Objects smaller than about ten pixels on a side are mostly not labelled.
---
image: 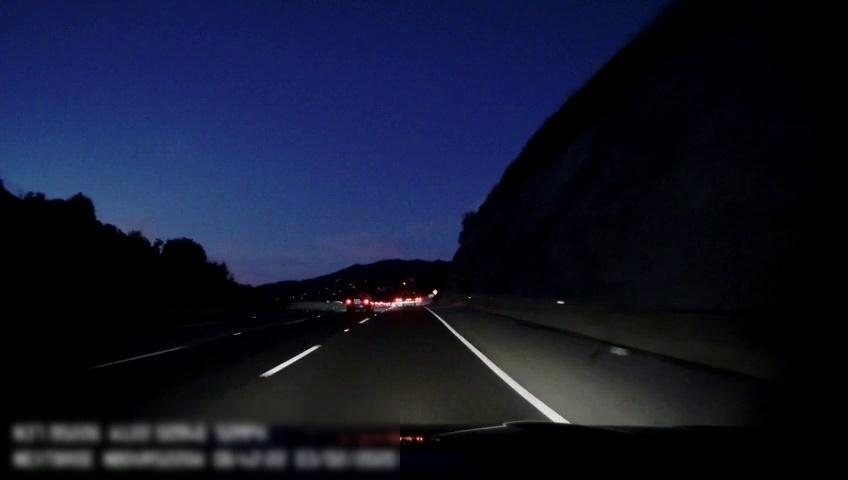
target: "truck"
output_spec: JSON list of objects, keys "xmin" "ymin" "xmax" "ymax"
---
[{"xmin": 394, "ymin": 276, "xmax": 421, "ymax": 309}]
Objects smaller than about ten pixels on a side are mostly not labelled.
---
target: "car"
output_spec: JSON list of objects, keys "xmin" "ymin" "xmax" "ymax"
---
[{"xmin": 345, "ymin": 293, "xmax": 375, "ymax": 315}]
